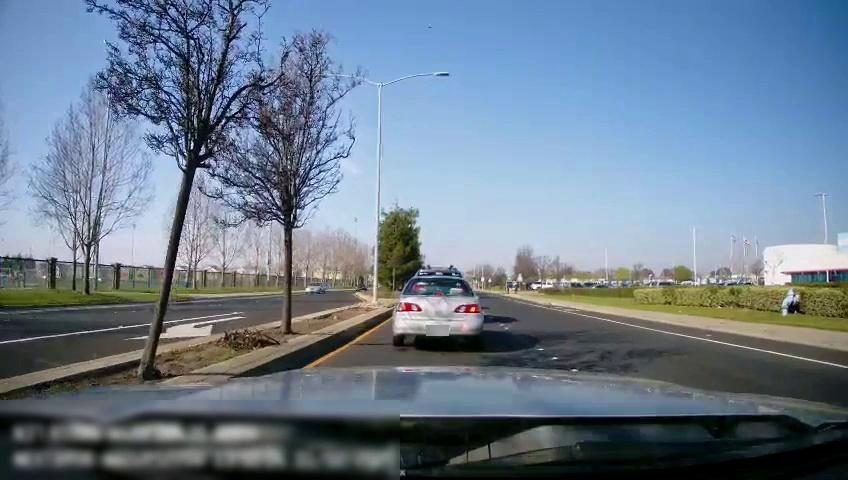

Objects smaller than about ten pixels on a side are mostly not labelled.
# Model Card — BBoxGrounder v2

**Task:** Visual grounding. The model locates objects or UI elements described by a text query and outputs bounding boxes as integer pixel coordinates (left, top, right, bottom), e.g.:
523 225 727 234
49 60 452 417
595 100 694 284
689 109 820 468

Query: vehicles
391 274 485 345
418 263 464 281
305 281 327 295
355 284 369 292
529 278 554 290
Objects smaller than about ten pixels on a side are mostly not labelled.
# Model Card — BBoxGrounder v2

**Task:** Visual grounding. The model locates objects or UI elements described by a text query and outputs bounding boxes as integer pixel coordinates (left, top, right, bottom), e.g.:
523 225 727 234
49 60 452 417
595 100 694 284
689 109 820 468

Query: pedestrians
514 280 519 293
